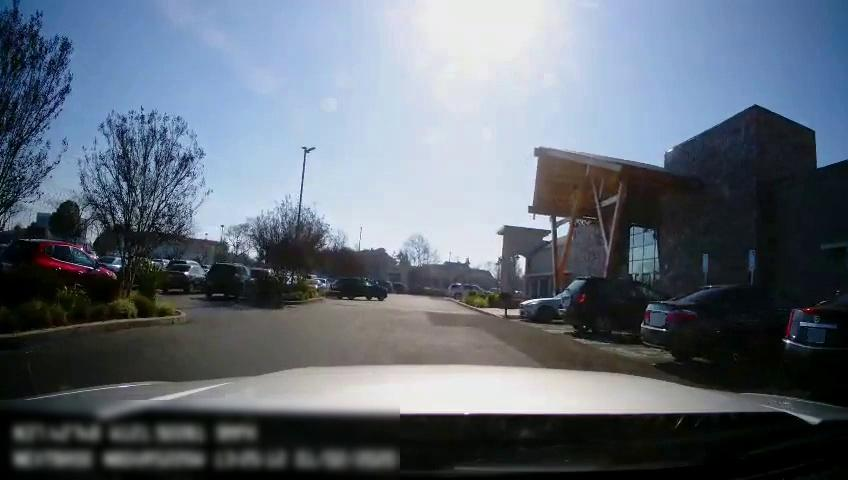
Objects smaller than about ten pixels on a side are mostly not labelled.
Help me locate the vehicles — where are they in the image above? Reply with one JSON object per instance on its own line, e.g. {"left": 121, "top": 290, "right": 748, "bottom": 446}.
{"left": 6, "top": 238, "right": 118, "bottom": 287}
{"left": 207, "top": 262, "right": 252, "bottom": 297}
{"left": 245, "top": 267, "right": 274, "bottom": 281}
{"left": 89, "top": 255, "right": 123, "bottom": 278}
{"left": 519, "top": 288, "right": 586, "bottom": 325}
{"left": 782, "top": 283, "right": 848, "bottom": 386}
{"left": 336, "top": 277, "right": 388, "bottom": 301}
{"left": 158, "top": 262, "right": 212, "bottom": 294}
{"left": 449, "top": 282, "right": 492, "bottom": 299}
{"left": 641, "top": 284, "right": 835, "bottom": 373}
{"left": 559, "top": 275, "right": 676, "bottom": 338}
{"left": 0, "top": 241, "right": 24, "bottom": 270}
